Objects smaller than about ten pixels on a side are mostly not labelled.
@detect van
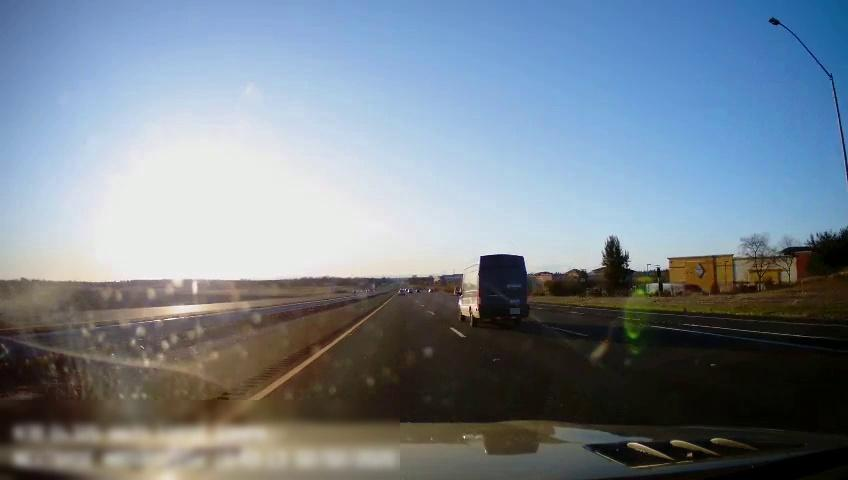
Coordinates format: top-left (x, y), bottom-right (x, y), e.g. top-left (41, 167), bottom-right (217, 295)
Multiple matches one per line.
top-left (453, 255), bottom-right (530, 330)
